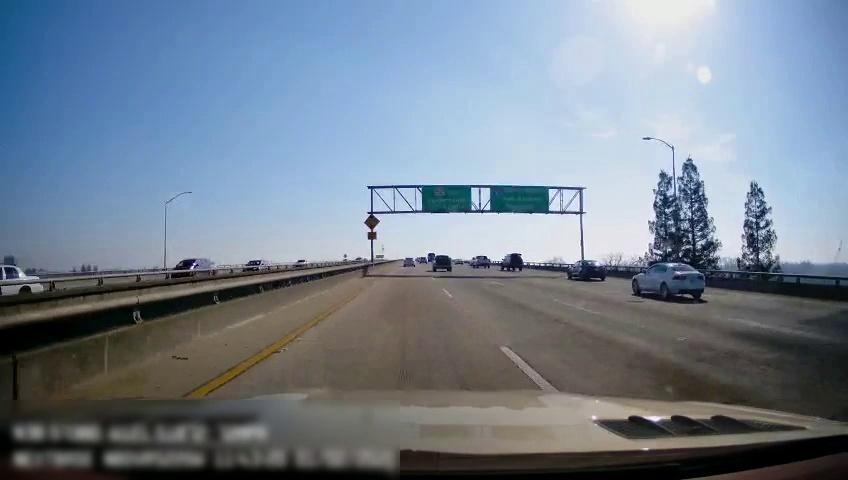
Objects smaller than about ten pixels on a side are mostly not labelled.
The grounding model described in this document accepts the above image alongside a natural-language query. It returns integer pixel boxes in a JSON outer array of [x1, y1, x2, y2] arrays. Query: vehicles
[[567, 260, 606, 281], [403, 258, 416, 267], [243, 260, 270, 272], [0, 265, 44, 298], [631, 262, 706, 301], [469, 254, 491, 270], [433, 256, 452, 272], [295, 258, 309, 267], [166, 258, 217, 279], [500, 252, 524, 271]]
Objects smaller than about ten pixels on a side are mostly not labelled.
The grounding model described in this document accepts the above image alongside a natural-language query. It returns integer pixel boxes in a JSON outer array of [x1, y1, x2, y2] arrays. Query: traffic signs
[[421, 184, 473, 213], [490, 185, 549, 212], [374, 254, 385, 259]]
